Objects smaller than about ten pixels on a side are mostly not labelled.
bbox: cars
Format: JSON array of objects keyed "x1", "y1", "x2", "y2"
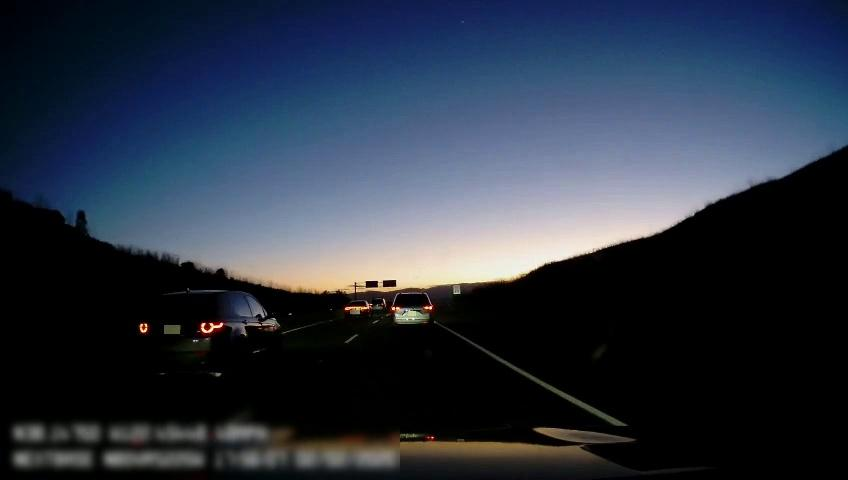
[
  {"x1": 343, "y1": 300, "x2": 373, "y2": 320},
  {"x1": 370, "y1": 297, "x2": 388, "y2": 313}
]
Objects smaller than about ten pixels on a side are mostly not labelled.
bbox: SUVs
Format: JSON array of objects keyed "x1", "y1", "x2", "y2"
[
  {"x1": 140, "y1": 288, "x2": 286, "y2": 391},
  {"x1": 387, "y1": 292, "x2": 434, "y2": 333}
]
